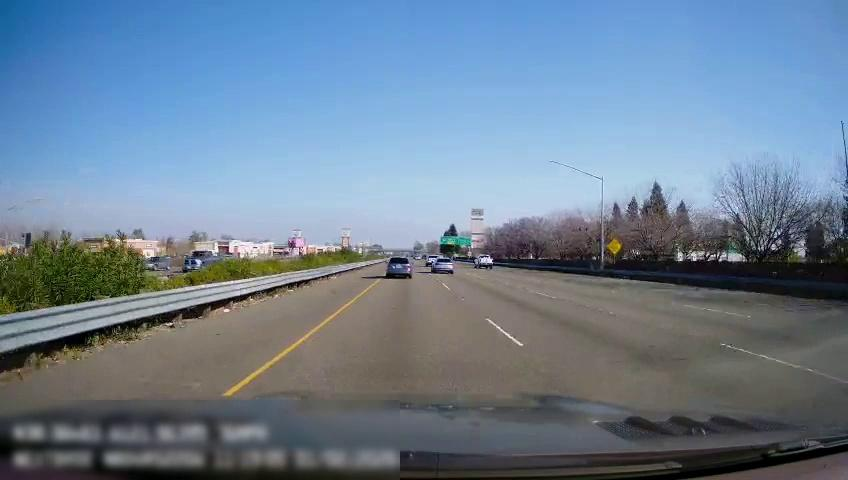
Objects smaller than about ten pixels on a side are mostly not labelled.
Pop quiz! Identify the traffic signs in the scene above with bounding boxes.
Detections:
[440,235,472,246]
[608,239,621,254]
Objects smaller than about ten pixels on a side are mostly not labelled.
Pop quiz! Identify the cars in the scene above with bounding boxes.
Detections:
[431,258,454,274]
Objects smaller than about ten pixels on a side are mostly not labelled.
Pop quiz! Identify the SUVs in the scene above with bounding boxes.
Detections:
[182,249,225,274]
[386,257,412,278]
[425,255,440,267]
[145,256,174,272]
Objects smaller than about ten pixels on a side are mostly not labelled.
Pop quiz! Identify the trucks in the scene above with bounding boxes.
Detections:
[473,255,494,269]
